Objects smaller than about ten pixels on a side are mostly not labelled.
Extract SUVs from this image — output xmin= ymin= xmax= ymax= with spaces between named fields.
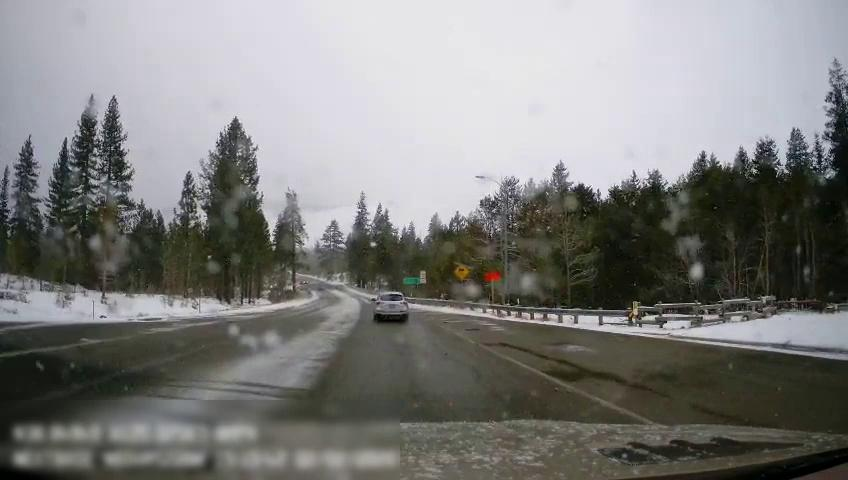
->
xmin=371 ymin=290 xmax=410 ymax=321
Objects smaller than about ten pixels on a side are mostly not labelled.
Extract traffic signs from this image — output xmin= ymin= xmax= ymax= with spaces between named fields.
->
xmin=402 ymin=276 xmax=421 ymax=286
xmin=454 ymin=264 xmax=470 ymax=280
xmin=485 ymin=272 xmax=500 ymax=282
